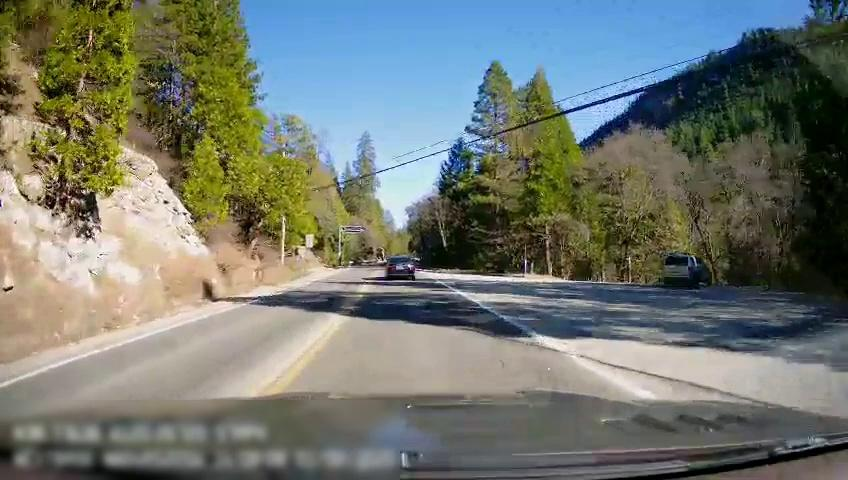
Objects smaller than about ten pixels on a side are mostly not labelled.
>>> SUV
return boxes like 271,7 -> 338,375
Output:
662,254 -> 712,289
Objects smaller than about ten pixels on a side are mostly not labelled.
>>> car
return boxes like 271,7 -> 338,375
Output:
385,260 -> 416,281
